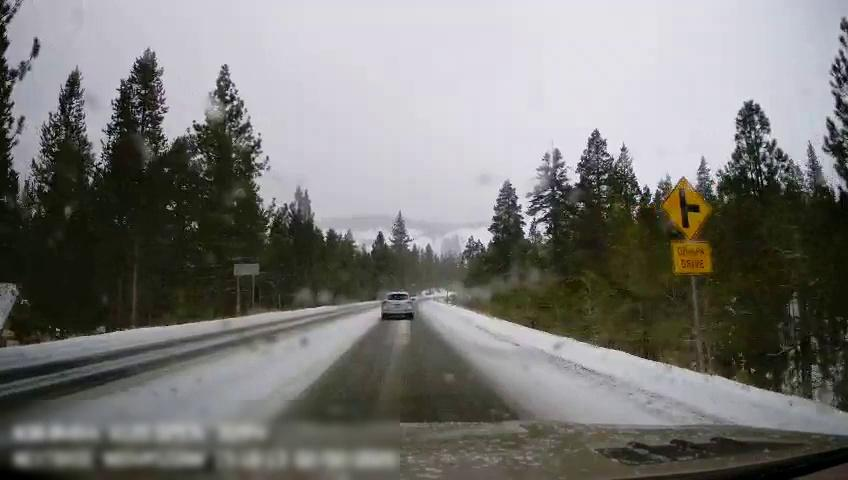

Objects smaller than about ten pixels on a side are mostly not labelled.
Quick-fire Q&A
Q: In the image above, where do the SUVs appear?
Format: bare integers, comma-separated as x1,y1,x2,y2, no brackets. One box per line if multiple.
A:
380,291,416,320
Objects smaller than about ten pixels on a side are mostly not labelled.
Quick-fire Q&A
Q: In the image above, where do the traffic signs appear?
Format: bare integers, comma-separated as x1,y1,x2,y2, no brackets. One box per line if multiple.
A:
671,240,715,276
658,174,717,241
